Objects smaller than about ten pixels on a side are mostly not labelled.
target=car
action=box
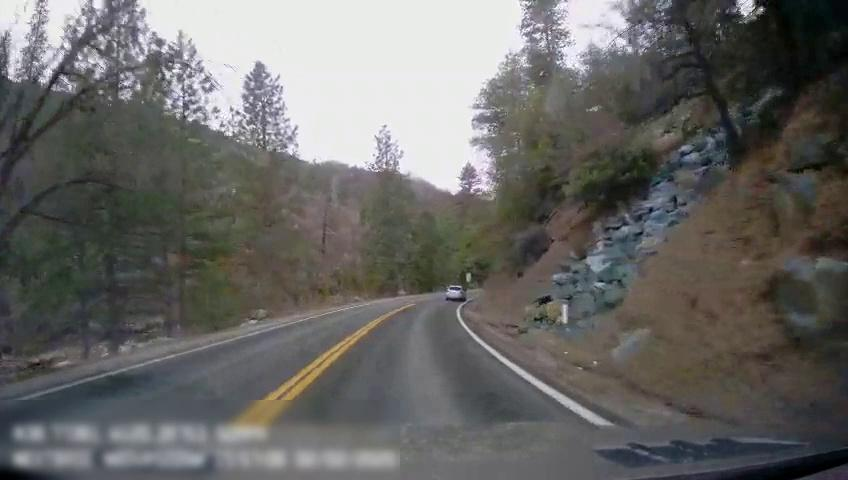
[445,284,466,301]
